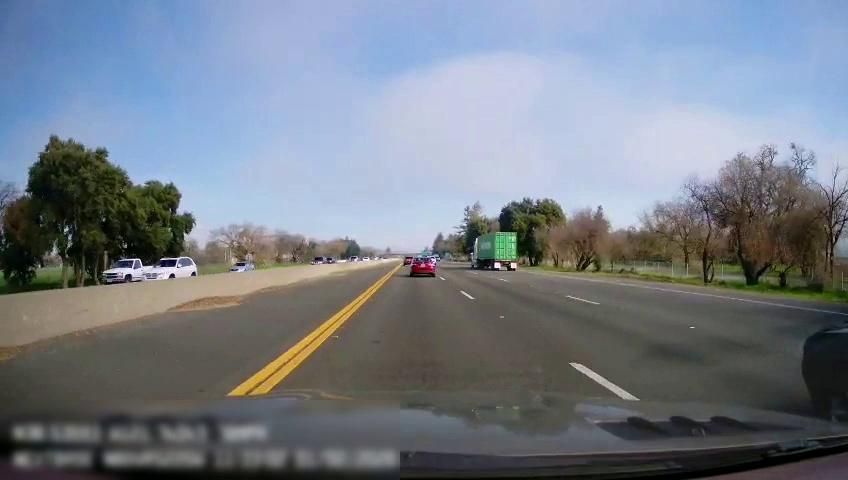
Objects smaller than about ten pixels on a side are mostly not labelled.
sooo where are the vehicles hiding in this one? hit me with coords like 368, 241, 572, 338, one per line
326, 256, 337, 264
799, 325, 848, 427
469, 231, 519, 272
229, 261, 255, 273
410, 259, 437, 277
102, 258, 156, 285
141, 256, 199, 282
348, 255, 362, 262
310, 256, 328, 265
